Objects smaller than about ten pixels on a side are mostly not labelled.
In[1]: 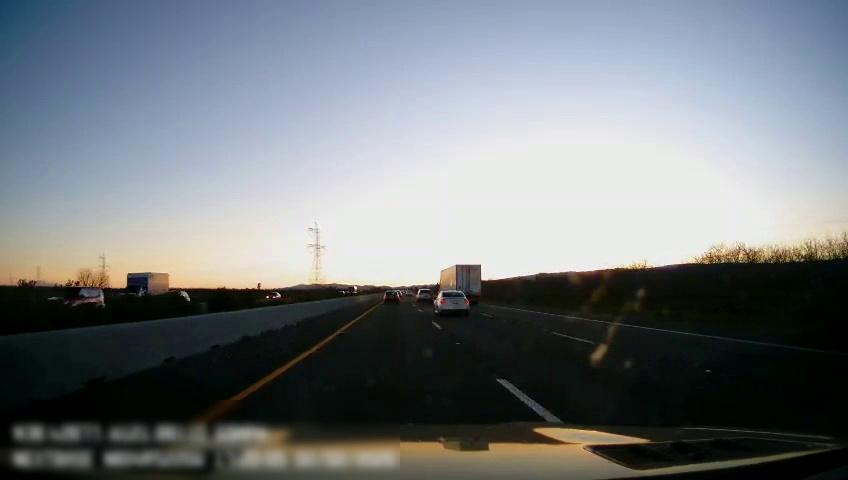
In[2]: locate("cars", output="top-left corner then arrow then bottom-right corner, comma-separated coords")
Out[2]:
432,291 -> 469,316
265,291 -> 282,300
163,290 -> 192,303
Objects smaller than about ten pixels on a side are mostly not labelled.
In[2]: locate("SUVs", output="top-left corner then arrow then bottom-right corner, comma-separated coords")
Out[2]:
43,284 -> 105,310
384,290 -> 402,304
415,288 -> 433,304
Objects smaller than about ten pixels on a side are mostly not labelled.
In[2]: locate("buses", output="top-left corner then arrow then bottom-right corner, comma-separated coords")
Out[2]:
348,285 -> 358,295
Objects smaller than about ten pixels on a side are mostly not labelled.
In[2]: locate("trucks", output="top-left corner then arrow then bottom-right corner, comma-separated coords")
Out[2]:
439,264 -> 482,303
120,271 -> 170,299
